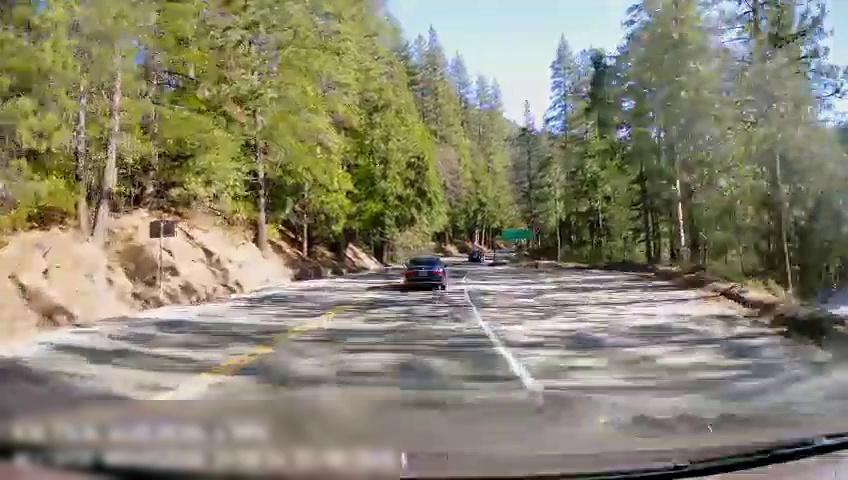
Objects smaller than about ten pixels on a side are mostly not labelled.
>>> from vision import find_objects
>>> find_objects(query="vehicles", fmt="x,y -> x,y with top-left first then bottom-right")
467,248 -> 483,263
404,254 -> 449,290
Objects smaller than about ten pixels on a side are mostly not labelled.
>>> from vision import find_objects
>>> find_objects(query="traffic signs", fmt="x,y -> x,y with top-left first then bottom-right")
495,224 -> 538,241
